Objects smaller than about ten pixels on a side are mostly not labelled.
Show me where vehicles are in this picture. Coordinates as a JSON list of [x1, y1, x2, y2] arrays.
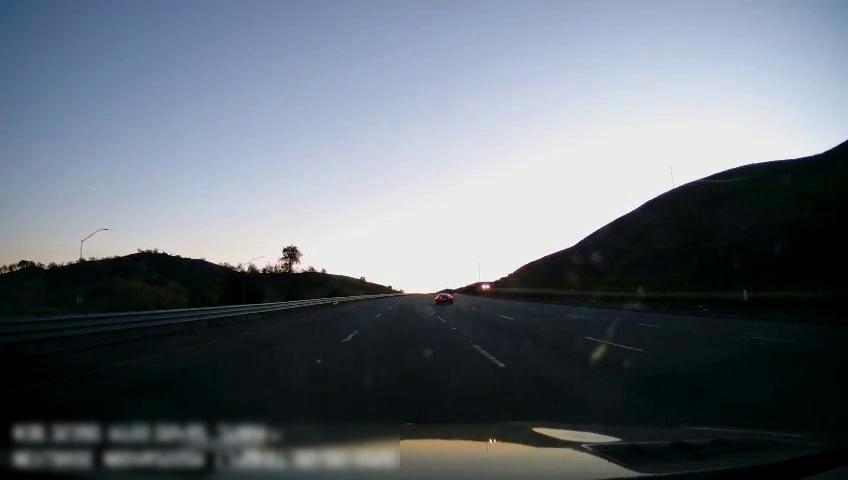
[[435, 293, 453, 306], [479, 283, 492, 291]]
